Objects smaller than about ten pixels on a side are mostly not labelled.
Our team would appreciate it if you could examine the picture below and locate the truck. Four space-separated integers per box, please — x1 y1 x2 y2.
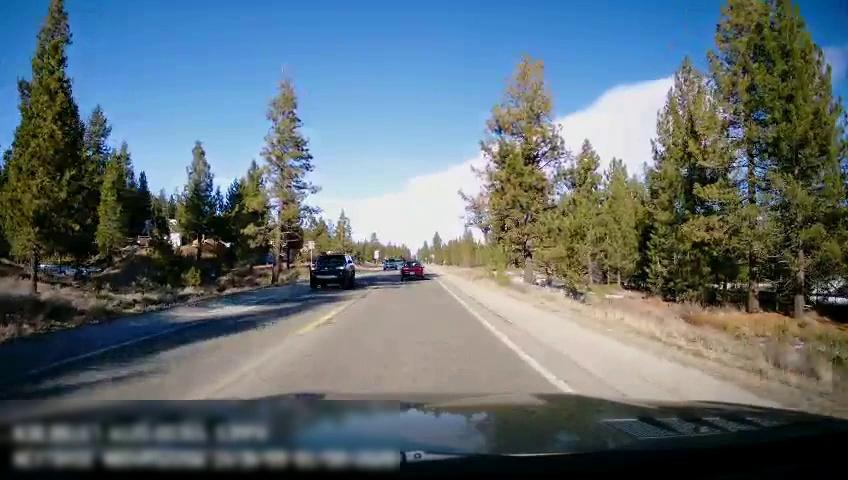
383 258 398 271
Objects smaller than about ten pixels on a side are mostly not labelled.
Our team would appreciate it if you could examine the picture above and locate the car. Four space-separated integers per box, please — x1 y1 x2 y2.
399 259 424 281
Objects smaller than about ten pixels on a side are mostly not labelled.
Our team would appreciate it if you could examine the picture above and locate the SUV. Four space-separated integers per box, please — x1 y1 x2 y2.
309 255 356 289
